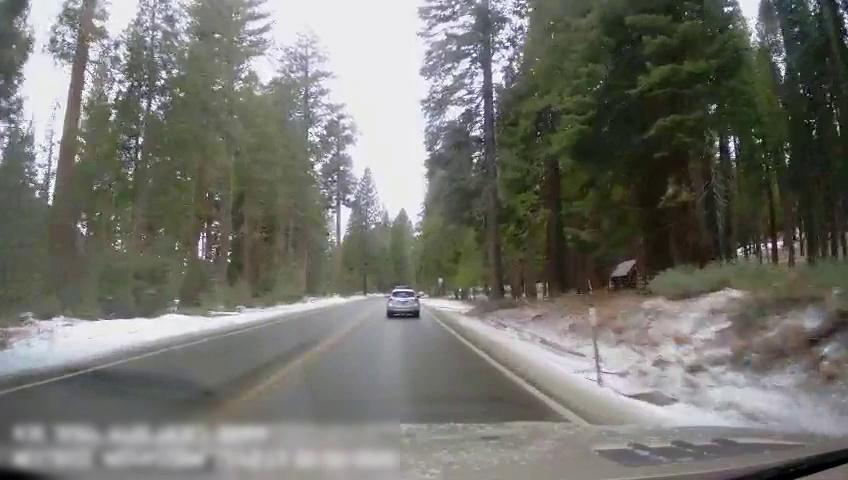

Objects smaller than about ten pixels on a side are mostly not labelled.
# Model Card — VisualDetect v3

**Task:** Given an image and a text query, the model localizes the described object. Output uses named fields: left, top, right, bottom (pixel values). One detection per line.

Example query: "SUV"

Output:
left=386, top=288, right=421, bottom=317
